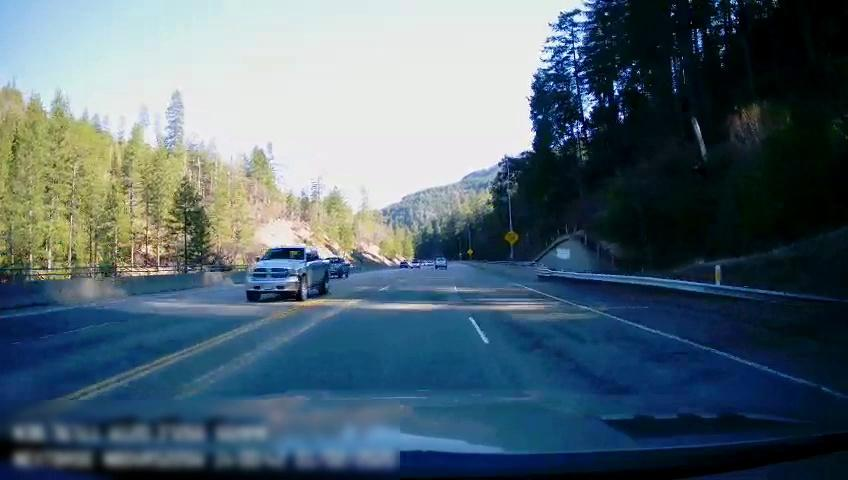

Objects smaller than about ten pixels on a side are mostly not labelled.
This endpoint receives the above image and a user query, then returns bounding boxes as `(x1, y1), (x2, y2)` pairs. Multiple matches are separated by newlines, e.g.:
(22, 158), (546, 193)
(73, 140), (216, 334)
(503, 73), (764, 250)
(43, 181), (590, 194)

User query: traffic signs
(504, 232), (519, 245)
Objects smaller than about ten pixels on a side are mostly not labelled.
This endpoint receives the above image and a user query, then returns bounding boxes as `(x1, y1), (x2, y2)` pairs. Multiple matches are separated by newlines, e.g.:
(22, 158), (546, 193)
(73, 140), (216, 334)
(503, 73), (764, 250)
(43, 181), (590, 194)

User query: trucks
(324, 257), (352, 279)
(244, 245), (330, 302)
(435, 257), (449, 270)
